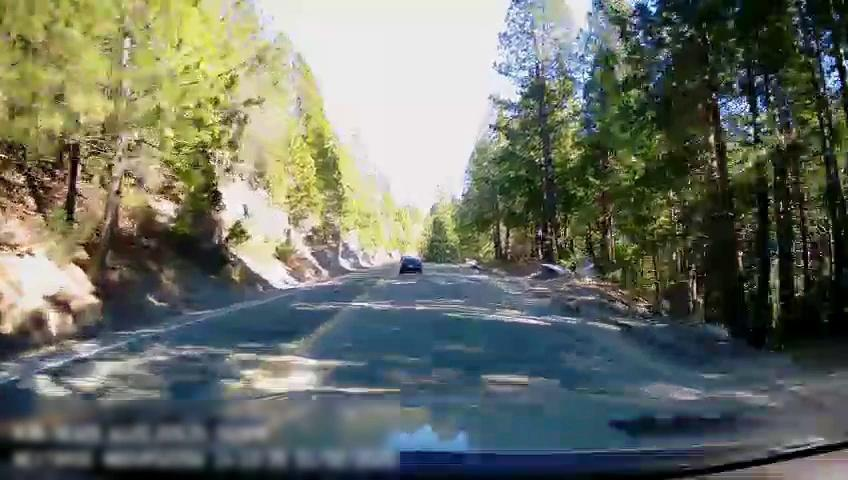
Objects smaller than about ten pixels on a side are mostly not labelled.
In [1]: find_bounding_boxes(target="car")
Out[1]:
[398,254,422,273]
